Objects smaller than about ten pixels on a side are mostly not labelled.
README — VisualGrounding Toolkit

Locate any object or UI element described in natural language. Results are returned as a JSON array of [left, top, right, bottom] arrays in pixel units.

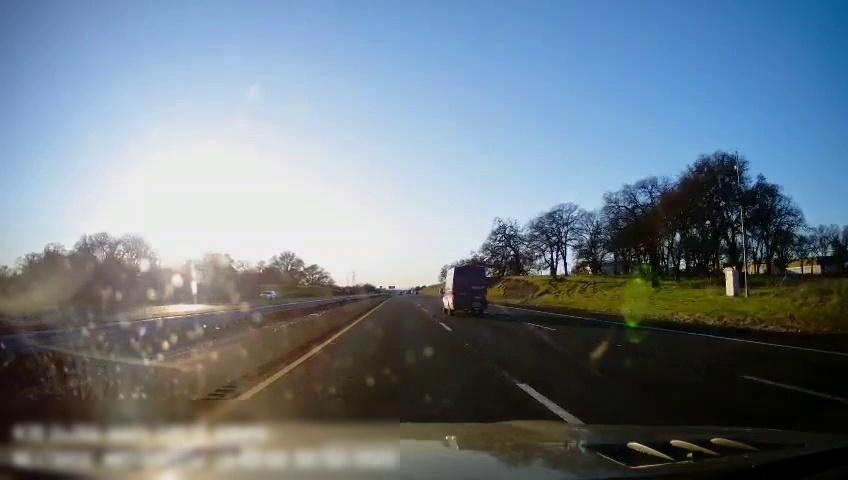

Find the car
[[259, 290, 278, 301]]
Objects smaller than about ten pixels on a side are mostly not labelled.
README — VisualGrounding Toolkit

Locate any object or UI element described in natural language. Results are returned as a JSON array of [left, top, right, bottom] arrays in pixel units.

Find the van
[[439, 265, 489, 316]]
